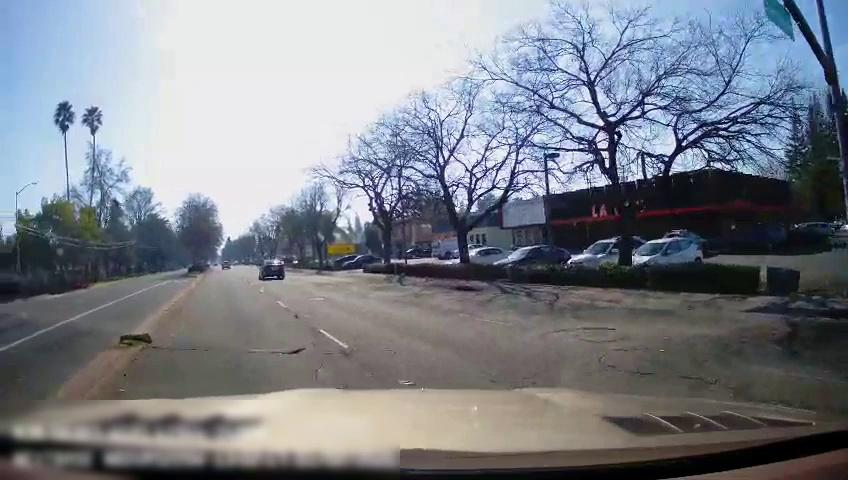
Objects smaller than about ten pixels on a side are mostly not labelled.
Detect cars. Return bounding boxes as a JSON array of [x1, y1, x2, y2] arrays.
[[447, 247, 512, 266], [617, 237, 702, 273], [565, 238, 646, 272], [258, 259, 285, 280], [332, 254, 364, 266], [341, 254, 380, 266], [490, 246, 570, 269]]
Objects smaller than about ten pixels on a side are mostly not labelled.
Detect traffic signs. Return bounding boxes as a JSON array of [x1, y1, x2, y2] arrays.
[[764, 0, 794, 39]]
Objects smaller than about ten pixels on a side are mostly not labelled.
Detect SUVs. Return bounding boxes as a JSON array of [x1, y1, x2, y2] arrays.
[[452, 244, 486, 259], [662, 232, 704, 255]]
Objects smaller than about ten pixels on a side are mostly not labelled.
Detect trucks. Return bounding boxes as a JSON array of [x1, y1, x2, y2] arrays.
[[432, 241, 464, 258]]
